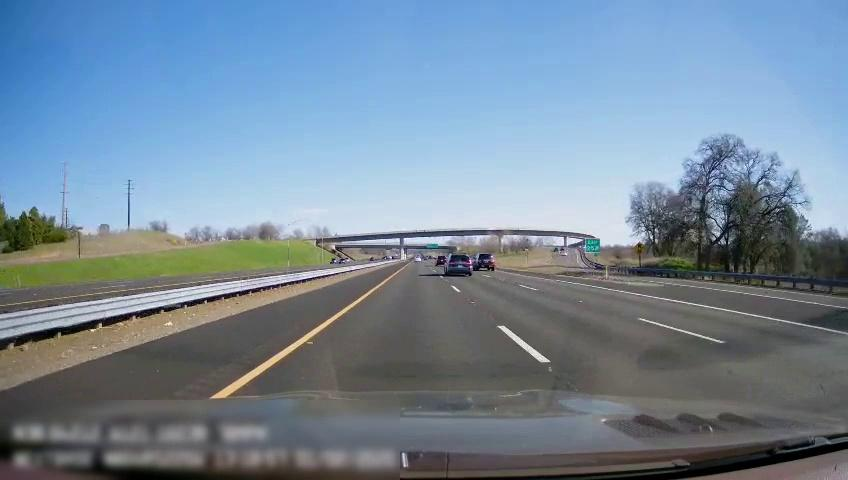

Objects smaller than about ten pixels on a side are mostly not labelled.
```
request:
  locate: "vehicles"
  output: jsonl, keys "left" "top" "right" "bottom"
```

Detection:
{"left": 472, "top": 253, "right": 496, "bottom": 271}
{"left": 436, "top": 255, "right": 446, "bottom": 266}
{"left": 444, "top": 254, "right": 473, "bottom": 276}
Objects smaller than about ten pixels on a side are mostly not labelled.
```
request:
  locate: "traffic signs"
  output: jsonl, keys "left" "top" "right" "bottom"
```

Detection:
{"left": 425, "top": 244, "right": 439, "bottom": 250}
{"left": 633, "top": 241, "right": 648, "bottom": 256}
{"left": 585, "top": 237, "right": 601, "bottom": 254}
